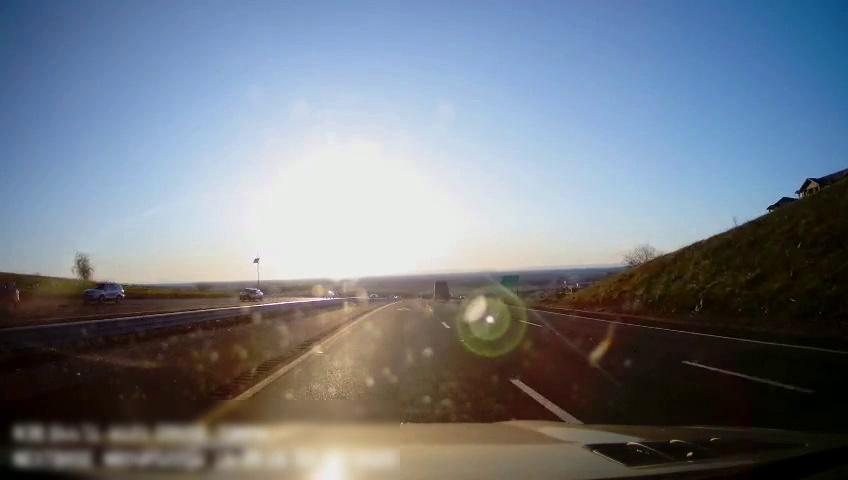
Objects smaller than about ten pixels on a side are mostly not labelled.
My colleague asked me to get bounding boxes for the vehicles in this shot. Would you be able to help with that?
[0,281,19,315]
[239,289,263,303]
[82,282,125,306]
[433,281,449,302]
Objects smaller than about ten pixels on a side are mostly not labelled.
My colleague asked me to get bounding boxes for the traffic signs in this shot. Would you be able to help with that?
[500,274,520,287]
